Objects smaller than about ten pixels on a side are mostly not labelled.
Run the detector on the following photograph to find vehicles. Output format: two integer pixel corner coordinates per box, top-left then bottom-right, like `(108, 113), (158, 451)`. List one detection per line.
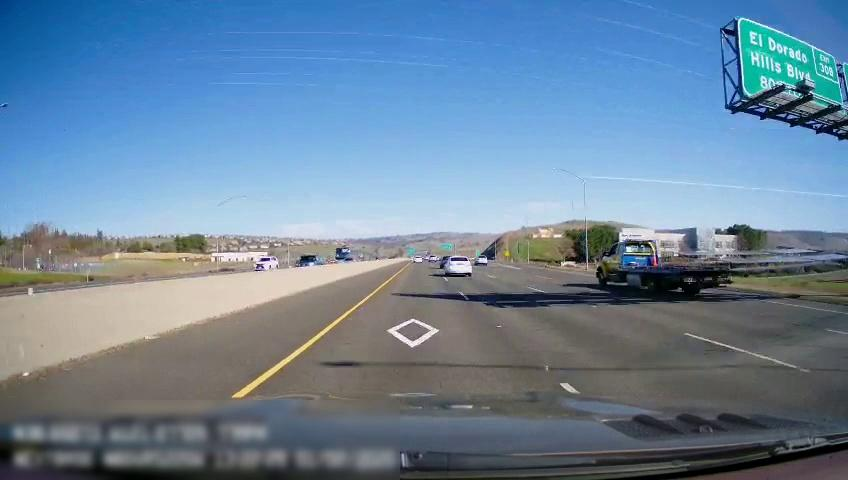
(439, 255), (451, 269)
(335, 247), (353, 263)
(414, 255), (424, 263)
(444, 256), (473, 277)
(254, 256), (279, 271)
(596, 239), (732, 296)
(295, 254), (324, 267)
(474, 254), (488, 266)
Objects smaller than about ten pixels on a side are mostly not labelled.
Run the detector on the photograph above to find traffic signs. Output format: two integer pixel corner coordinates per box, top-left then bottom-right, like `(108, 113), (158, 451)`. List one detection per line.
(738, 16), (846, 120)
